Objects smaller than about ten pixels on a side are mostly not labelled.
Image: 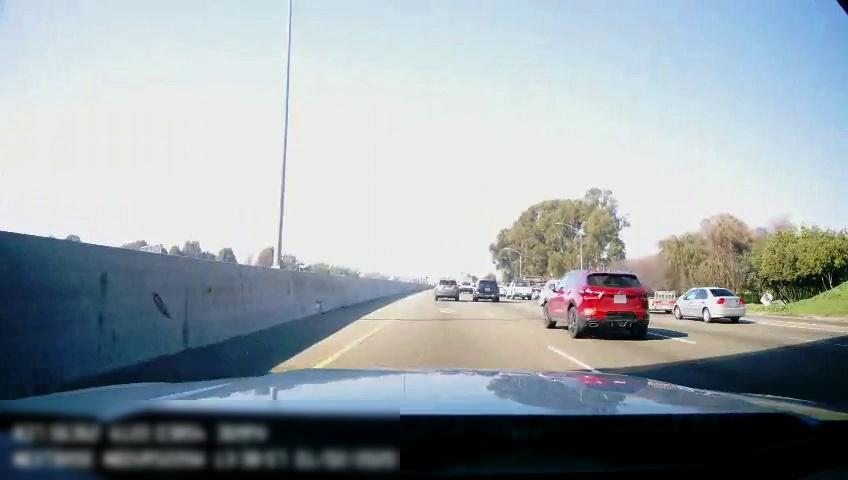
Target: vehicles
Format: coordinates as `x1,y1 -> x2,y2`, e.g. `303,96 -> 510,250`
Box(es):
499,287 -> 505,297
458,279 -> 473,294
541,271 -> 651,339
672,286 -> 746,323
647,290 -> 676,313
537,279 -> 562,306
434,278 -> 460,302
506,279 -> 533,300
472,279 -> 500,303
